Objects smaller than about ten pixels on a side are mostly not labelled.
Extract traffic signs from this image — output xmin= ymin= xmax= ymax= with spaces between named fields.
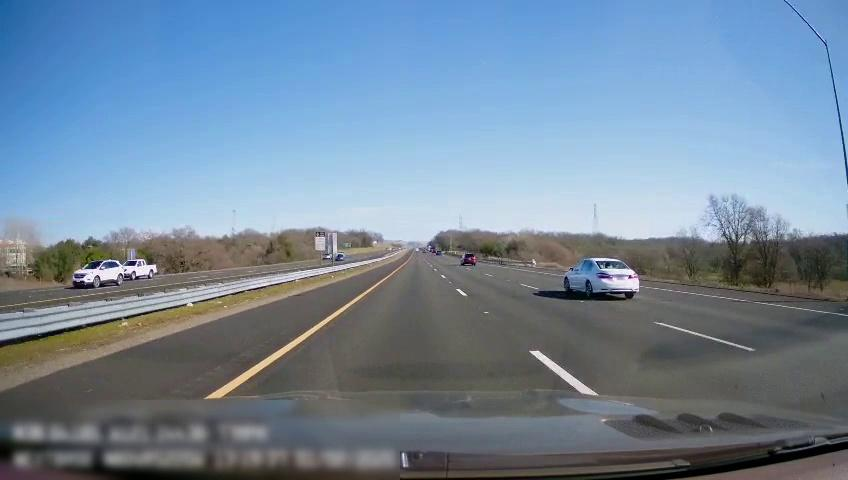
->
xmin=314 ymin=230 xmax=326 ymax=250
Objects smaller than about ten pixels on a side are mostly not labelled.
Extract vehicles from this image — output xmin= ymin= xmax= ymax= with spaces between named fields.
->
xmin=334 ymin=253 xmax=345 ymax=262
xmin=121 ymin=259 xmax=158 ymax=281
xmin=563 ymin=257 xmax=640 ymax=300
xmin=322 ymin=253 xmax=331 ymax=260
xmin=460 ymin=254 xmax=477 ymax=267
xmin=72 ymin=259 xmax=125 ymax=289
